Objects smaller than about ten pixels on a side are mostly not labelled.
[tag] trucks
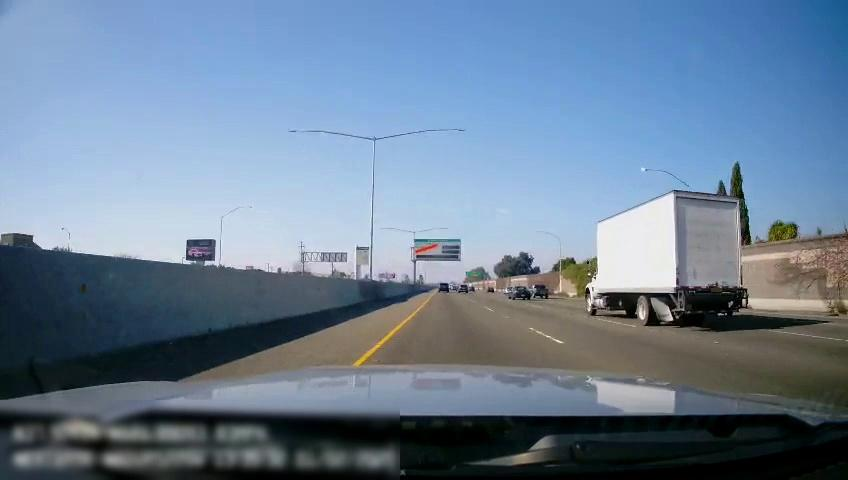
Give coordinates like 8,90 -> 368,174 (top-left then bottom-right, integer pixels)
584,189 -> 750,326
528,284 -> 548,298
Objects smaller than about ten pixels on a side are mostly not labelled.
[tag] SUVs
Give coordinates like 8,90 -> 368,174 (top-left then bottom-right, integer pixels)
437,283 -> 449,293
458,284 -> 469,293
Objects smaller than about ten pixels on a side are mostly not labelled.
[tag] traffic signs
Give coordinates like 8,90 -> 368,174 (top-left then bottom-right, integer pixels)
414,238 -> 461,259
466,272 -> 481,279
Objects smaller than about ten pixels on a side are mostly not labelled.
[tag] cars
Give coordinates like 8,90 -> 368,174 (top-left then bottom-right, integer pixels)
508,286 -> 531,300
